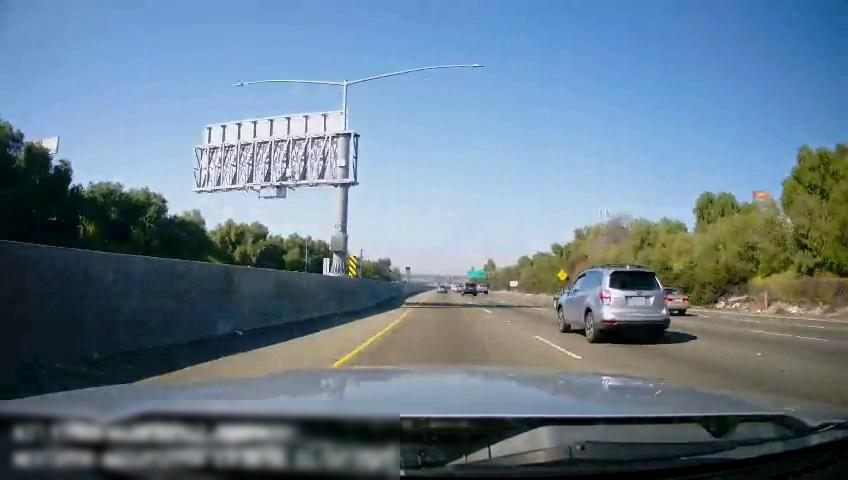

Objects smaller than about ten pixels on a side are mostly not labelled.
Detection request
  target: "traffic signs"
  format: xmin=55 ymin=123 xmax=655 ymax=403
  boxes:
xmin=556 ymin=268 xmax=570 ymax=281
xmin=349 ymin=256 xmax=360 ymax=276
xmin=466 ymin=270 xmax=488 ymax=279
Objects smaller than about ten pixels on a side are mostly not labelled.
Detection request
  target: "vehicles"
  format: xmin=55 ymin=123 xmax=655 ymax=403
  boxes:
xmin=437 ymin=285 xmax=448 ymax=293
xmin=663 ymin=287 xmax=689 ymax=315
xmin=461 ymin=282 xmax=478 ymax=296
xmin=477 ymin=283 xmax=488 ymax=294
xmin=553 ymin=268 xmax=670 ymax=344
